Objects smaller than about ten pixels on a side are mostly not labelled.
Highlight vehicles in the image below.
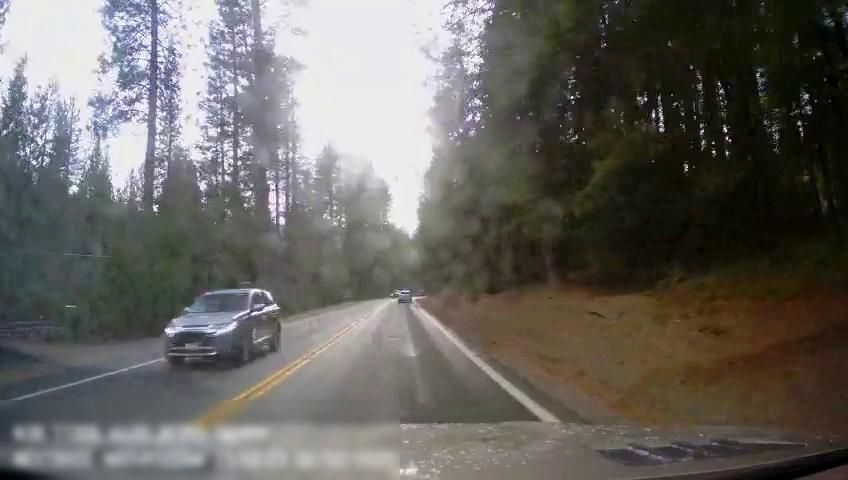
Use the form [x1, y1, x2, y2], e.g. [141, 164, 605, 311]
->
[392, 289, 401, 298]
[397, 289, 413, 304]
[163, 288, 282, 368]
